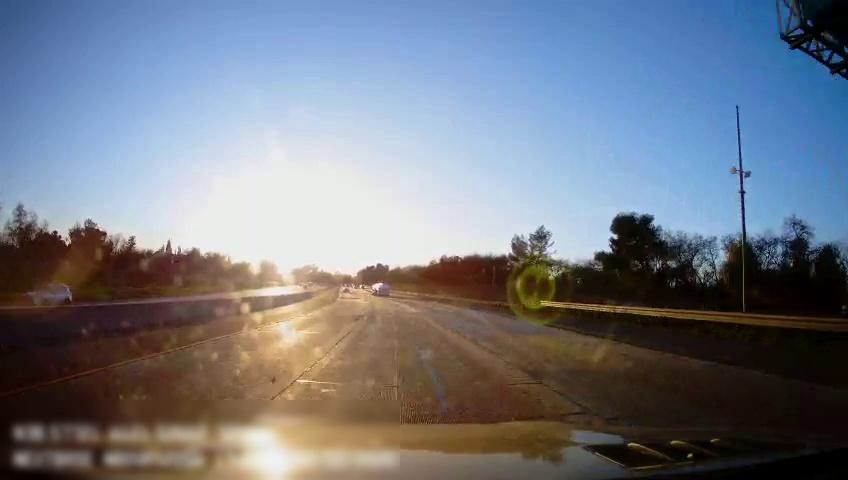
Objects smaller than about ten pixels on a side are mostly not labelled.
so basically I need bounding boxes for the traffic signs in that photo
[801,0,848,46]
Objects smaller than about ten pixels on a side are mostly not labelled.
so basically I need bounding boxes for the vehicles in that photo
[23,283,73,306]
[371,283,390,297]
